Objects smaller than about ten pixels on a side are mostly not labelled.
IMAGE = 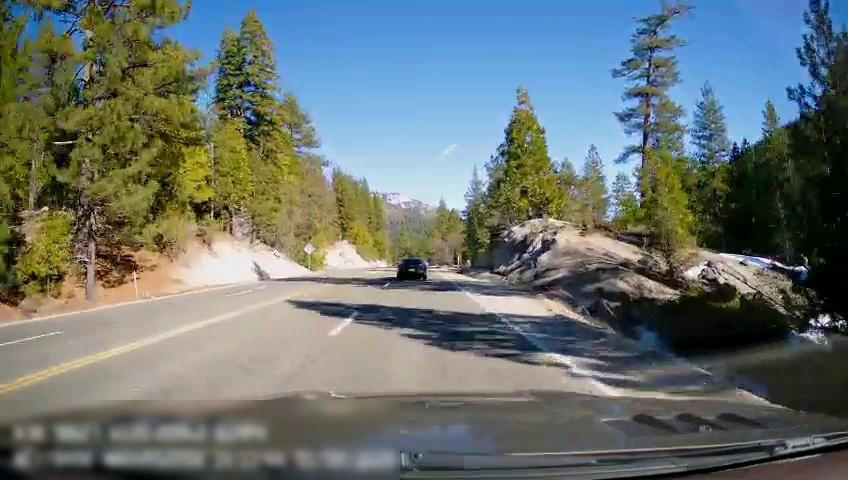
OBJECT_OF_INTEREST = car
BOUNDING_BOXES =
[398,259,427,281]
